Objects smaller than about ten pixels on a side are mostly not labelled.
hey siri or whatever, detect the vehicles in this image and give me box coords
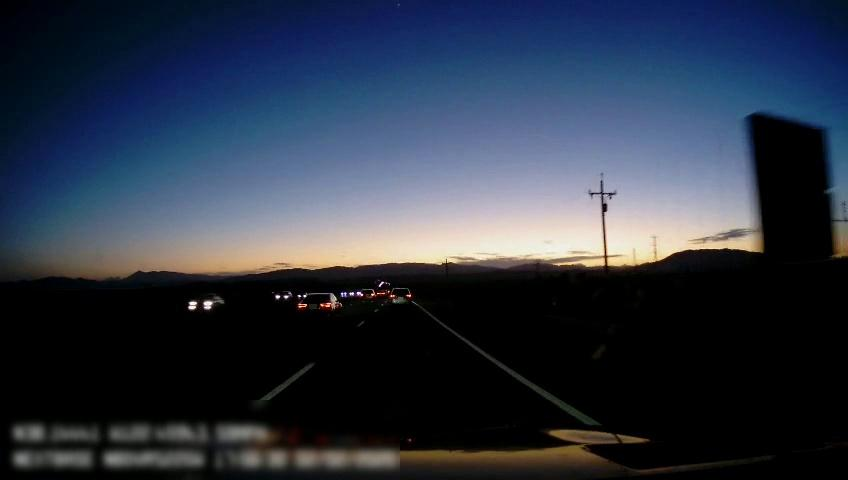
[375,290,387,299]
[297,292,343,323]
[186,293,225,312]
[359,288,377,303]
[274,290,293,301]
[389,287,412,311]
